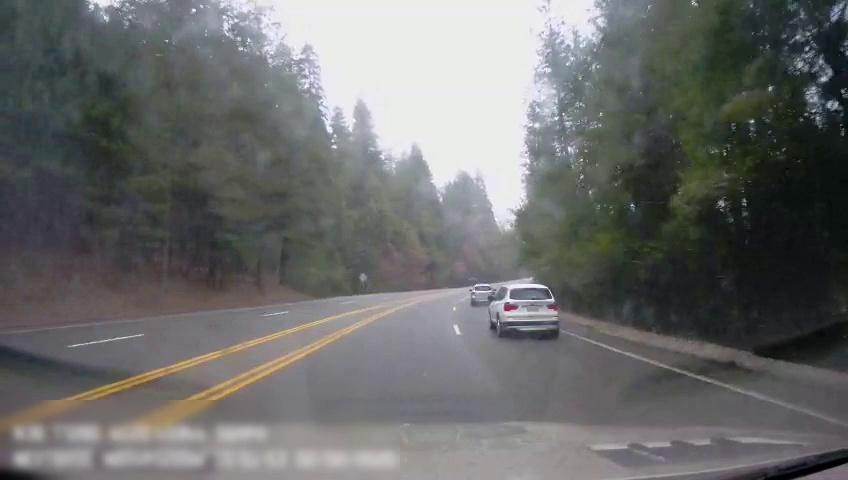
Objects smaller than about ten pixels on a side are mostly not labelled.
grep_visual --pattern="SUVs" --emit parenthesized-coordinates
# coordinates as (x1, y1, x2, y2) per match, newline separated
(487, 284, 559, 338)
(468, 284, 497, 306)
